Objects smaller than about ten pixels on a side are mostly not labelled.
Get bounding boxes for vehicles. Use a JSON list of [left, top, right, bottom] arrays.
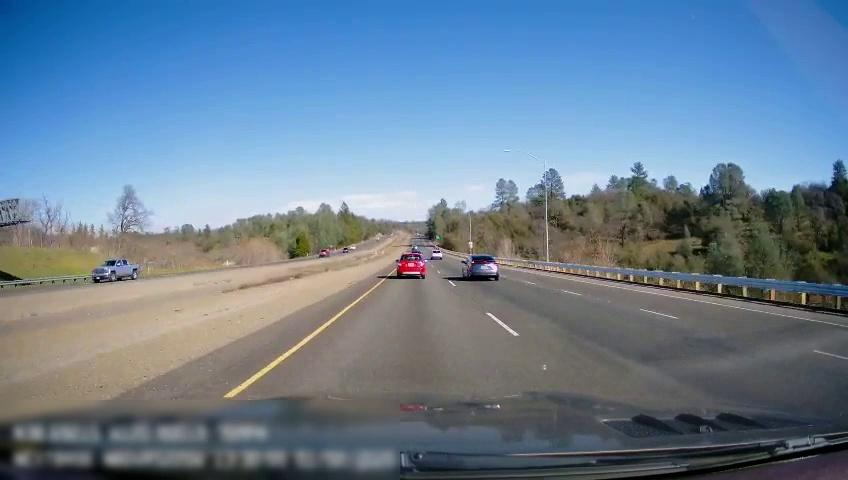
[[395, 253, 425, 279], [460, 255, 500, 281], [430, 250, 443, 260], [91, 258, 141, 283], [319, 249, 330, 257]]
